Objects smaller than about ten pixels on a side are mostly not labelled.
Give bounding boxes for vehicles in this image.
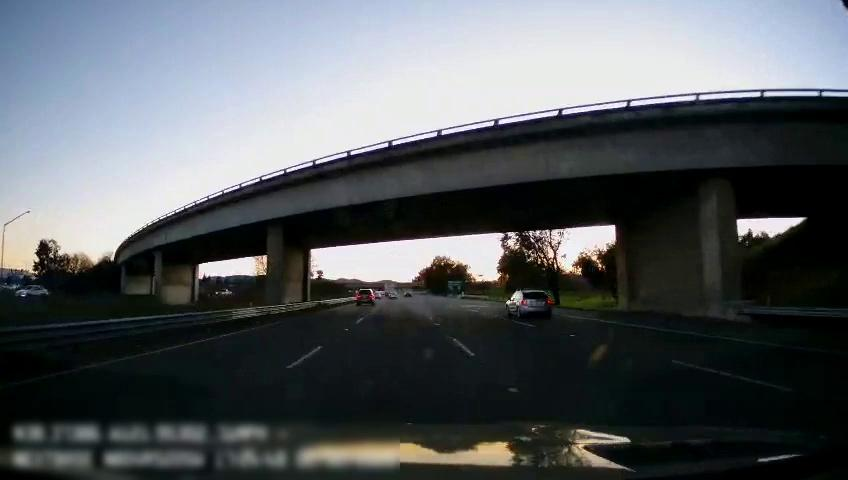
[14,285,49,301]
[384,280,394,296]
[215,289,232,298]
[356,289,375,305]
[505,290,552,321]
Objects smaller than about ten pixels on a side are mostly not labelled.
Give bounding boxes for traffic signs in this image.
[447,280,462,290]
